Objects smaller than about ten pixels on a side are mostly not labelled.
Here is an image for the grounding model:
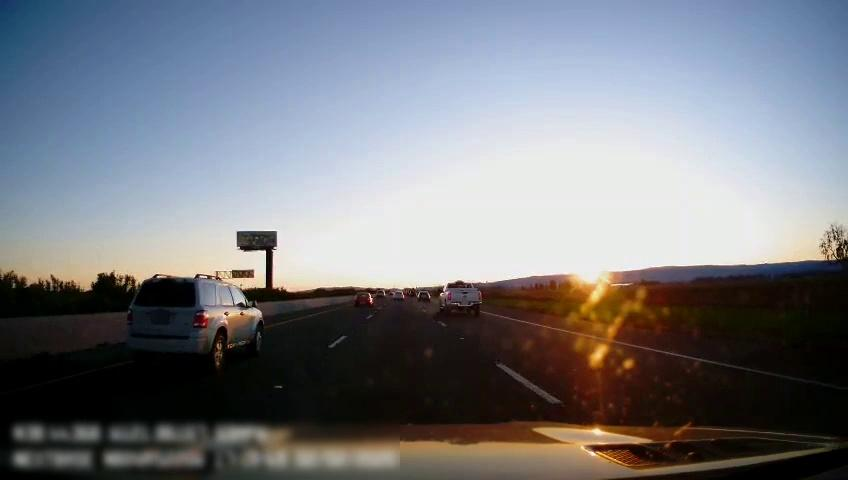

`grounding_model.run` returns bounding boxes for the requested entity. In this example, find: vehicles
[353,292,374,308]
[376,289,386,299]
[392,290,405,301]
[416,290,431,303]
[437,280,483,317]
[125,272,266,379]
